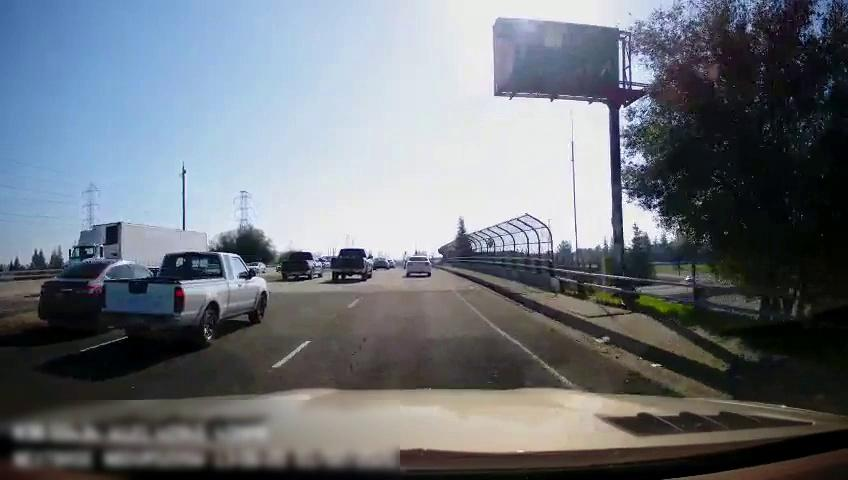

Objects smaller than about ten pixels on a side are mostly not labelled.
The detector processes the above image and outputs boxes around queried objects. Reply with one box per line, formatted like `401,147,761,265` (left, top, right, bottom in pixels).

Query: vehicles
280,250,324,280
246,261,266,274
101,252,270,346
404,255,432,276
68,223,207,271
330,247,374,281
38,259,154,327
374,257,391,270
